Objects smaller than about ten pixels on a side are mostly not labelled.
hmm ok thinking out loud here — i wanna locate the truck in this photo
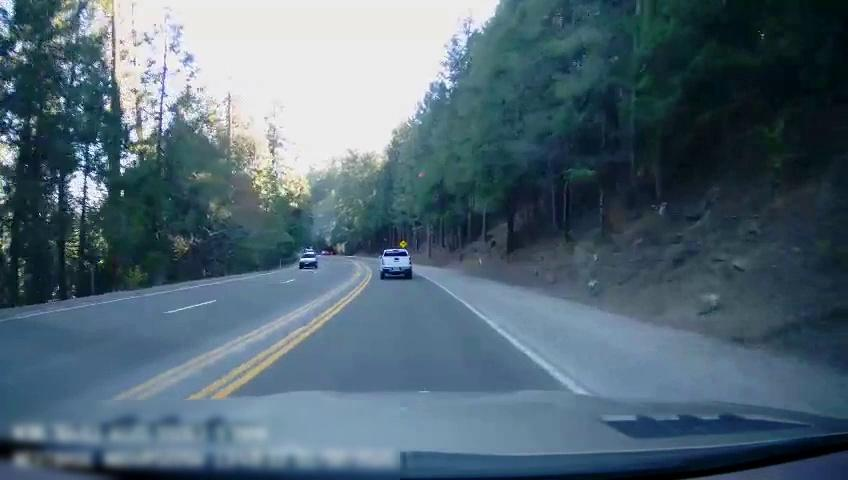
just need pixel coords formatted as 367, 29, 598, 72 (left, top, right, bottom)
378, 247, 413, 280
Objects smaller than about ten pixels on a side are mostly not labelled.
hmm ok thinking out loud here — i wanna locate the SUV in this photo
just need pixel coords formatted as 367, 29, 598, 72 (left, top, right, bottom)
298, 251, 319, 270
